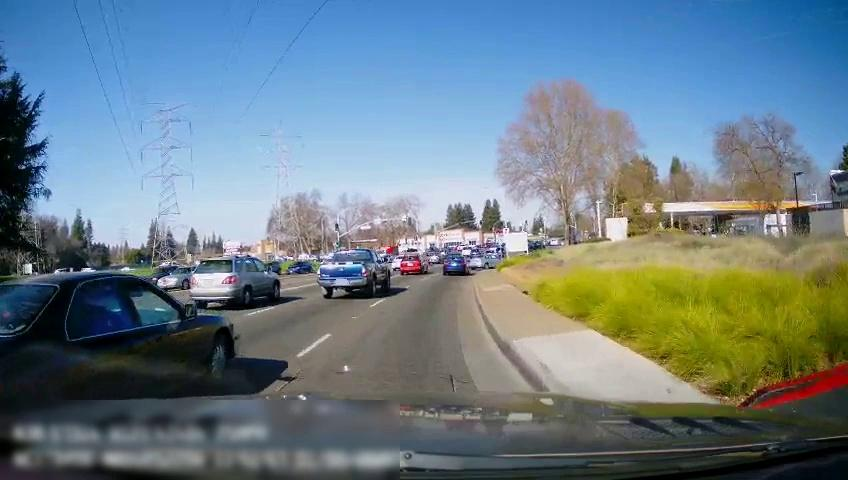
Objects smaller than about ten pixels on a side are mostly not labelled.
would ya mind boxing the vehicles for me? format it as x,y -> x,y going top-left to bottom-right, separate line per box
189,255 -> 284,310
442,254 -> 466,276
286,261 -> 312,275
426,252 -> 444,264
0,272 -> 242,409
469,253 -> 498,271
318,249 -> 392,299
147,264 -> 184,286
400,254 -> 422,275
156,266 -> 197,291
391,255 -> 404,271
120,266 -> 136,272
